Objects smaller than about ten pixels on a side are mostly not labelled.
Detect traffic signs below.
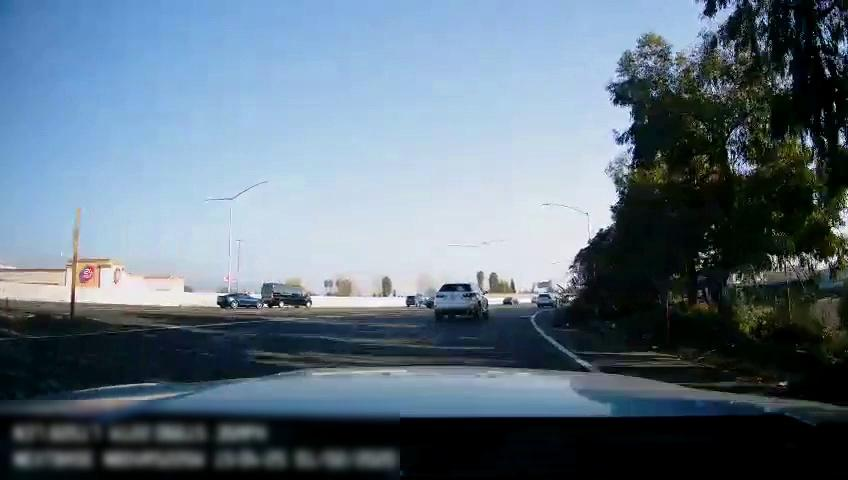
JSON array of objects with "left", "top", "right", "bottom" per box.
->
[{"left": 72, "top": 209, "right": 82, "bottom": 247}]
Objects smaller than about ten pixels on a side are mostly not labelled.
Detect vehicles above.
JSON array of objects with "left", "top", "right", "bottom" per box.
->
[
  {"left": 536, "top": 292, "right": 559, "bottom": 309},
  {"left": 216, "top": 292, "right": 262, "bottom": 310},
  {"left": 530, "top": 295, "right": 539, "bottom": 304},
  {"left": 261, "top": 281, "right": 313, "bottom": 310},
  {"left": 426, "top": 296, "right": 435, "bottom": 310},
  {"left": 405, "top": 295, "right": 426, "bottom": 308},
  {"left": 502, "top": 296, "right": 520, "bottom": 306},
  {"left": 434, "top": 282, "right": 491, "bottom": 323}
]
